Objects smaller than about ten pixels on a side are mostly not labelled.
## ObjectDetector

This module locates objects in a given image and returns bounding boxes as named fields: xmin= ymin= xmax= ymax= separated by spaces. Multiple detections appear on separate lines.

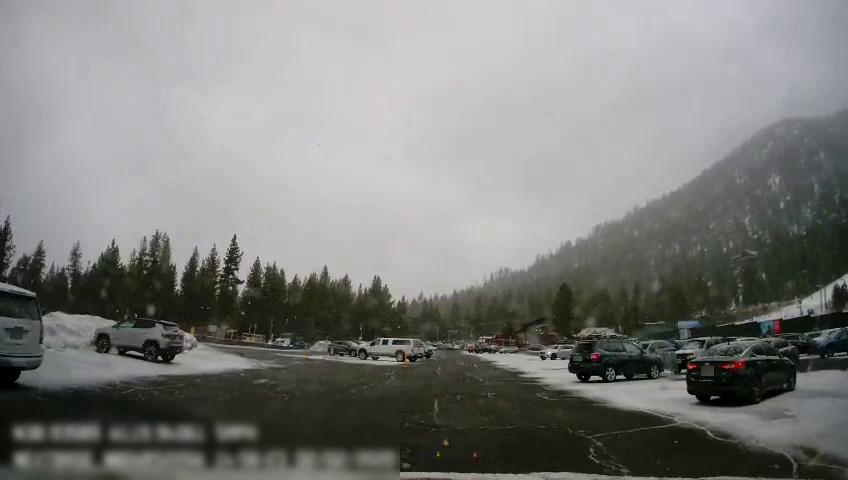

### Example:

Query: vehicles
xmin=782 ymin=332 xmax=823 ymax=353
xmin=357 ymin=338 xmax=426 ymax=362
xmin=94 ymin=316 xmax=185 ymax=363
xmin=735 ymin=337 xmax=800 ymax=363
xmin=538 ymin=344 xmax=574 ymax=362
xmin=328 ymin=342 xmax=357 ymax=358
xmin=634 ymin=339 xmax=676 ymax=368
xmin=813 ymin=326 xmax=848 ymax=358
xmin=812 ymin=327 xmax=841 ymax=346
xmin=568 ymin=341 xmax=665 ymax=383
xmin=0 ymin=282 xmax=45 ymax=384
xmin=425 ymin=348 xmax=433 ymax=360
xmin=671 ymin=336 xmax=725 ymax=376
xmin=686 ymin=342 xmax=797 ymax=405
